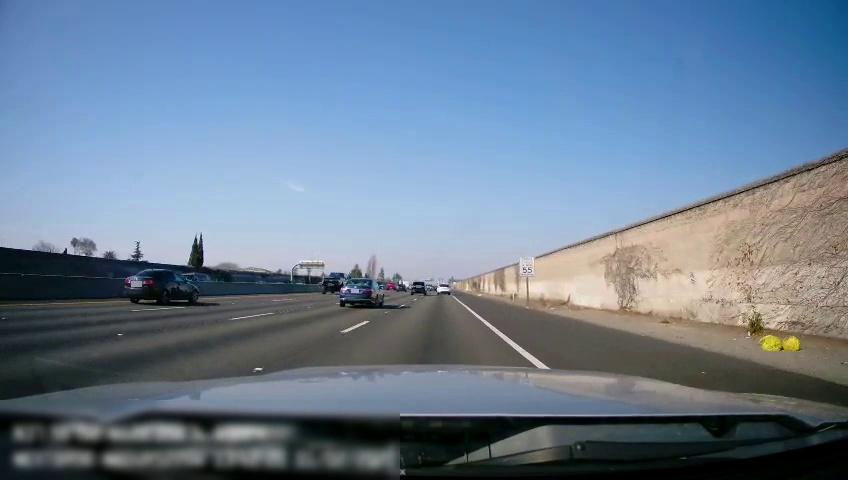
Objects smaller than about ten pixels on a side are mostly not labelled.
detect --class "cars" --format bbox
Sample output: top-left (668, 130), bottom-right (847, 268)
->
top-left (339, 277), bottom-right (385, 310)
top-left (122, 268), bottom-right (201, 307)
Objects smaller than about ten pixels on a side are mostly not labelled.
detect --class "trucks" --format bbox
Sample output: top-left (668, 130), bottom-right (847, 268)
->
top-left (320, 271), bottom-right (354, 295)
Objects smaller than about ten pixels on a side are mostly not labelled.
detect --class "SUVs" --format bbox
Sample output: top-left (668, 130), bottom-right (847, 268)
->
top-left (437, 284), bottom-right (451, 296)
top-left (410, 281), bottom-right (426, 296)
